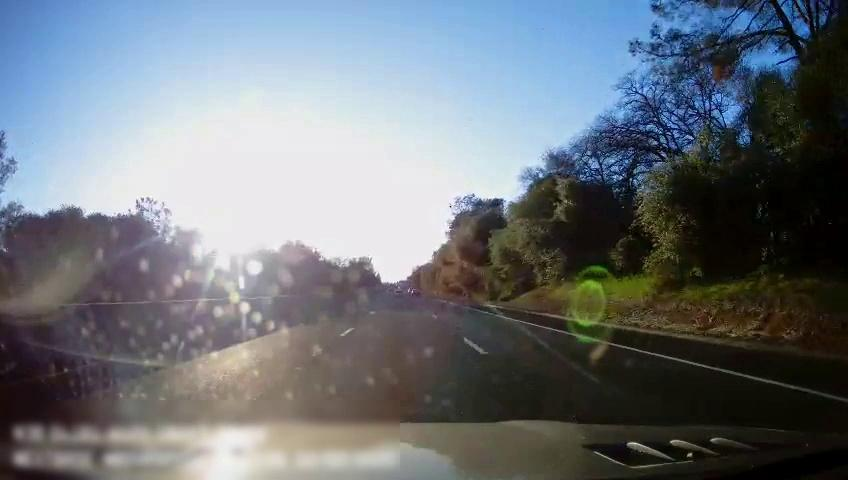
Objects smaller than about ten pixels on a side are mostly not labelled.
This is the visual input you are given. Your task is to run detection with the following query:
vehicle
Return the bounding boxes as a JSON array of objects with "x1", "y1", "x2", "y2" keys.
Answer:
[{"x1": 395, "y1": 289, "x2": 404, "y2": 297}]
